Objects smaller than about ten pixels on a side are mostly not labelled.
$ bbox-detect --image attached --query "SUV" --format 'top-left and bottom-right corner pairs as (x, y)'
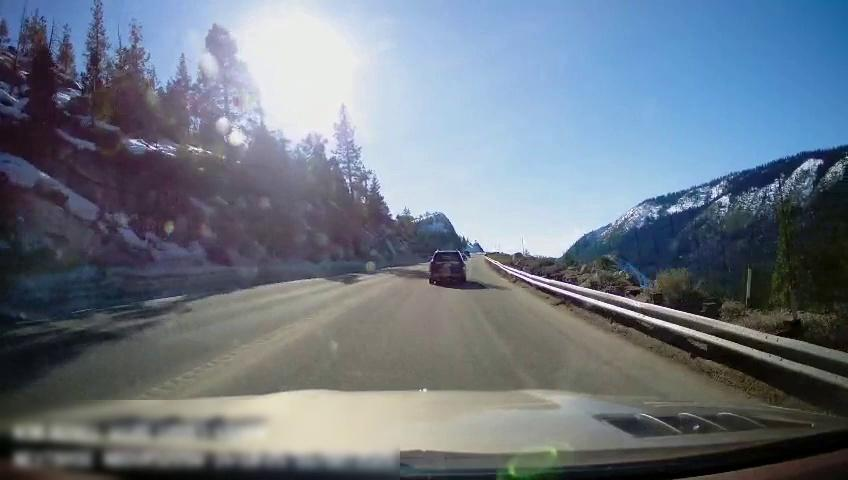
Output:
(428, 249), (468, 287)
